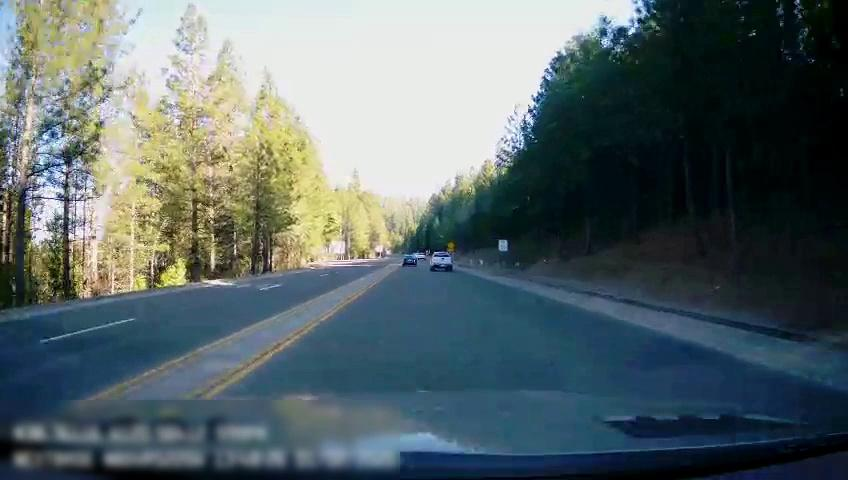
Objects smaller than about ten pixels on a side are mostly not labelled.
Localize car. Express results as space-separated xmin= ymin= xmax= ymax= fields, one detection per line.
xmin=402 ymin=254 xmax=418 ymax=268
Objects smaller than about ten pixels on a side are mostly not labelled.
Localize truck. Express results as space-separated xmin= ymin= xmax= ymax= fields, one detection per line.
xmin=429 ymin=251 xmax=454 ymax=272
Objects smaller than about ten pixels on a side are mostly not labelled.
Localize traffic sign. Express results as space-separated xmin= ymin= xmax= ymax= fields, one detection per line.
xmin=496 ymin=239 xmax=509 ymax=253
